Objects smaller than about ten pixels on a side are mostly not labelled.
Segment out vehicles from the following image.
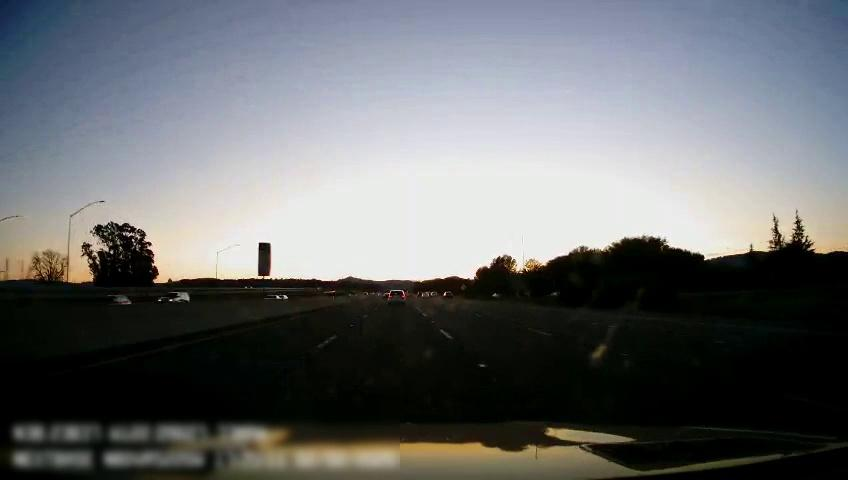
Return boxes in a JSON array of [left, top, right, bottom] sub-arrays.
[[278, 294, 289, 300], [442, 290, 454, 299], [387, 289, 407, 307], [99, 294, 132, 306], [157, 291, 191, 303]]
